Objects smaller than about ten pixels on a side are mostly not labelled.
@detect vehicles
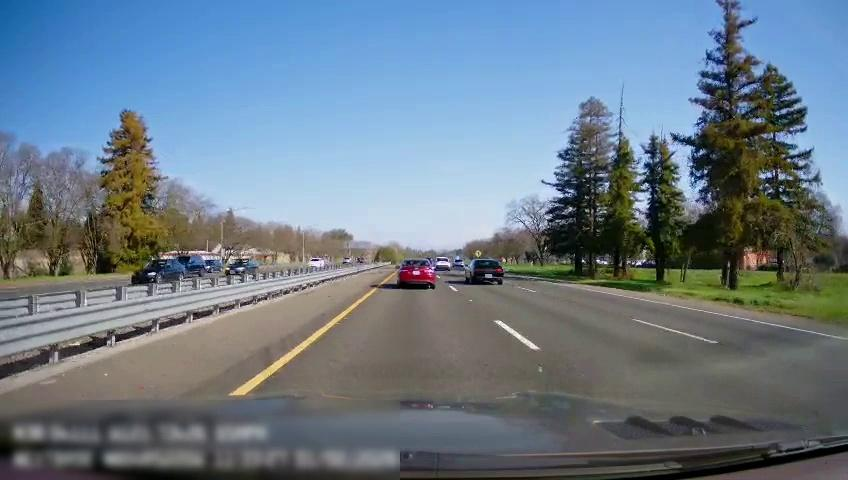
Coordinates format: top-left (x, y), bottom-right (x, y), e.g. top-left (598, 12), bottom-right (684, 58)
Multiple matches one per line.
top-left (308, 257), bottom-right (325, 269)
top-left (175, 254), bottom-right (205, 277)
top-left (433, 256), bottom-right (452, 272)
top-left (204, 259), bottom-right (224, 273)
top-left (462, 258), bottom-right (505, 286)
top-left (395, 258), bottom-right (437, 289)
top-left (224, 259), bottom-right (258, 277)
top-left (138, 258), bottom-right (186, 285)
